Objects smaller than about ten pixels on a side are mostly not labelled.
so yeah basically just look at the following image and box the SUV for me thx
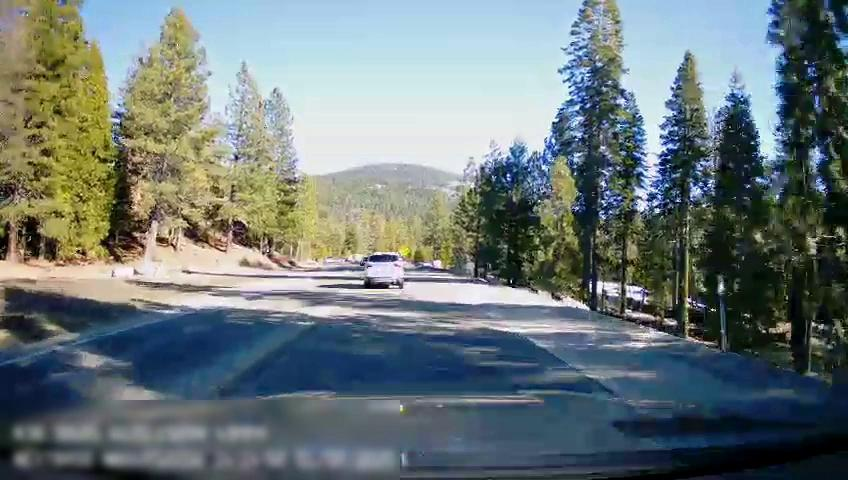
[363,252,405,290]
